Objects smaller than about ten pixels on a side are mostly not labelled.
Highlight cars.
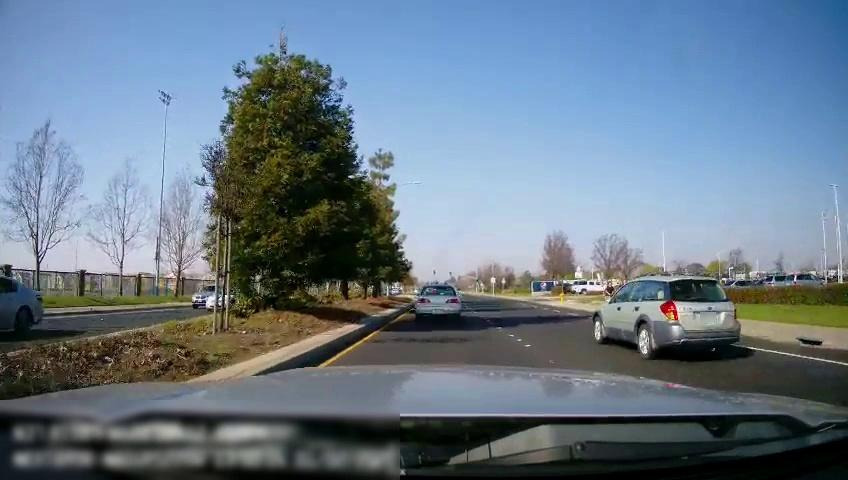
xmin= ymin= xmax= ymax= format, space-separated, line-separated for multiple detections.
xmin=414 ymin=284 xmax=463 ymax=324
xmin=0 ymin=273 xmax=43 ymax=337
xmin=191 ymin=284 xmax=220 ymax=310
xmin=205 ymin=287 xmax=240 ymax=312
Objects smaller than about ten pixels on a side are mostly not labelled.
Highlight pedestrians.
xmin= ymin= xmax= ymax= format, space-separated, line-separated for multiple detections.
xmin=606 ymin=282 xmax=614 ymax=303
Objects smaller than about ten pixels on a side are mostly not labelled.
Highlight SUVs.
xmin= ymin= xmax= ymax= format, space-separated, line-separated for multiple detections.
xmin=591 ymin=272 xmax=742 ymax=361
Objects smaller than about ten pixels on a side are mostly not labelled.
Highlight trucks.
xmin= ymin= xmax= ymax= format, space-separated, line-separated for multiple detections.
xmin=569 ymin=279 xmax=610 ymax=296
